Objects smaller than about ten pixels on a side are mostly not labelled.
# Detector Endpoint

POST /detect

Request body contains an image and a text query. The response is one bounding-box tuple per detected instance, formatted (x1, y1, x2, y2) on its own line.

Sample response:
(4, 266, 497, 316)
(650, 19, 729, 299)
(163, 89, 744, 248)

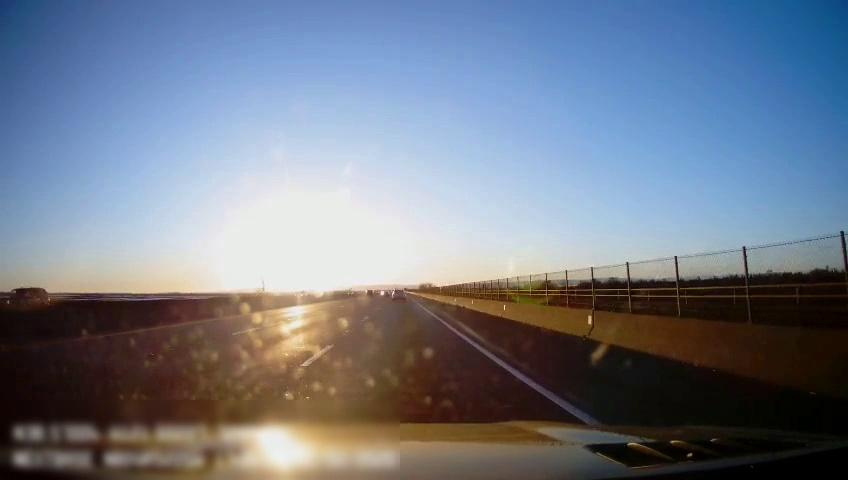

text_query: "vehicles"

(295, 291, 308, 298)
(0, 287, 51, 310)
(392, 288, 407, 302)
